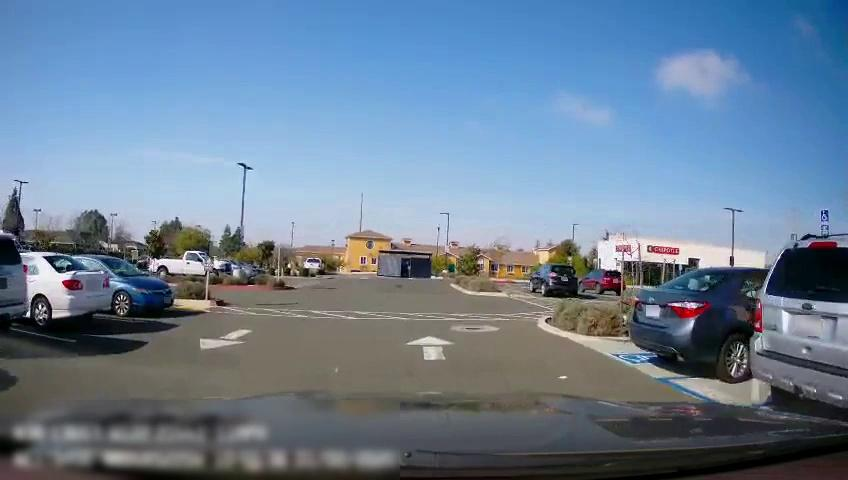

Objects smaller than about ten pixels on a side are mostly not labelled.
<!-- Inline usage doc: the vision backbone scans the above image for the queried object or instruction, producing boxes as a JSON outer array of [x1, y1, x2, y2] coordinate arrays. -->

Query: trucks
[[304, 257, 323, 273], [147, 249, 226, 277]]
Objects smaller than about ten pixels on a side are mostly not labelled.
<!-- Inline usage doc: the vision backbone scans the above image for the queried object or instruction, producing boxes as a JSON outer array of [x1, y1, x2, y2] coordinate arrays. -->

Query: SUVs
[[528, 263, 579, 297], [577, 269, 626, 297], [750, 230, 848, 413], [0, 230, 28, 332]]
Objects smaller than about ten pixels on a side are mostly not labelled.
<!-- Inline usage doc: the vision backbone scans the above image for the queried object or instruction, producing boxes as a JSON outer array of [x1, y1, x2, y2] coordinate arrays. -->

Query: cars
[[629, 263, 767, 385], [19, 252, 114, 329], [73, 253, 175, 315]]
